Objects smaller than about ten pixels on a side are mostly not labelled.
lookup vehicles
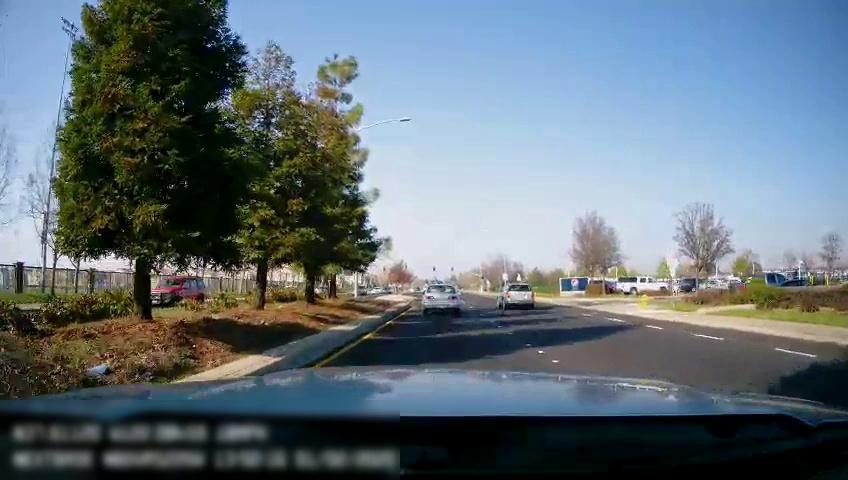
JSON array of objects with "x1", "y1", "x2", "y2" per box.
[
  {"x1": 351, "y1": 284, "x2": 369, "y2": 296},
  {"x1": 422, "y1": 282, "x2": 464, "y2": 317},
  {"x1": 615, "y1": 274, "x2": 668, "y2": 297},
  {"x1": 150, "y1": 275, "x2": 208, "y2": 308},
  {"x1": 496, "y1": 281, "x2": 535, "y2": 311}
]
